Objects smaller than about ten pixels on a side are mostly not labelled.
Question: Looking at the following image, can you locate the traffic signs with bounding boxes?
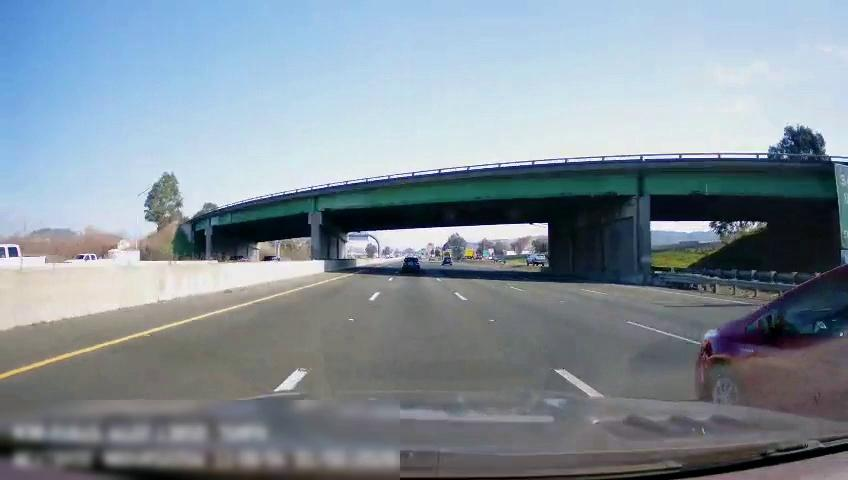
[834,163,848,265]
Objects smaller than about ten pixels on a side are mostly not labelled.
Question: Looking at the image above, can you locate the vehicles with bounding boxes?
[442,256,452,265]
[693,262,848,422]
[0,243,47,267]
[401,256,421,272]
[226,255,249,263]
[259,255,281,263]
[63,253,113,266]
[526,253,546,266]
